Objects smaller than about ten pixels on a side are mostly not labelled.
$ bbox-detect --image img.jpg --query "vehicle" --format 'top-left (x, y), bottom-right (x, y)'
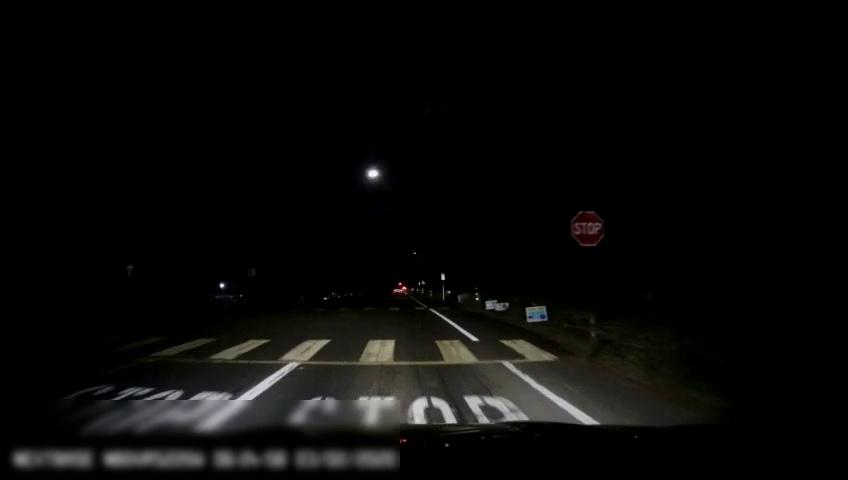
top-left (205, 292), bottom-right (243, 307)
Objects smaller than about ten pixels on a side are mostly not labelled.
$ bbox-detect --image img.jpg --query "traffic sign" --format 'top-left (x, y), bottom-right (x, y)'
top-left (571, 208), bottom-right (608, 249)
